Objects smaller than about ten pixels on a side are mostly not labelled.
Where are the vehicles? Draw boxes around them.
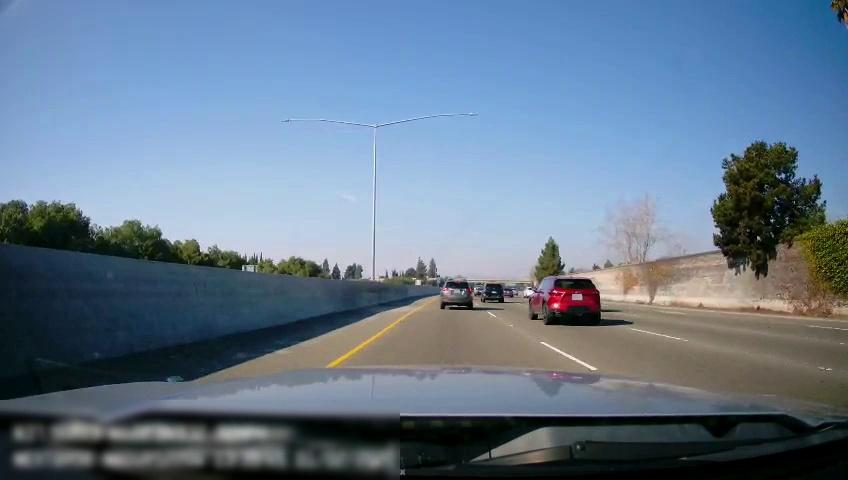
[497,287,514,299]
[439,277,475,310]
[474,287,484,297]
[480,283,505,304]
[528,276,601,326]
[523,286,534,298]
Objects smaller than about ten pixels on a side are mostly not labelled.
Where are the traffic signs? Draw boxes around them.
[435,274,441,285]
